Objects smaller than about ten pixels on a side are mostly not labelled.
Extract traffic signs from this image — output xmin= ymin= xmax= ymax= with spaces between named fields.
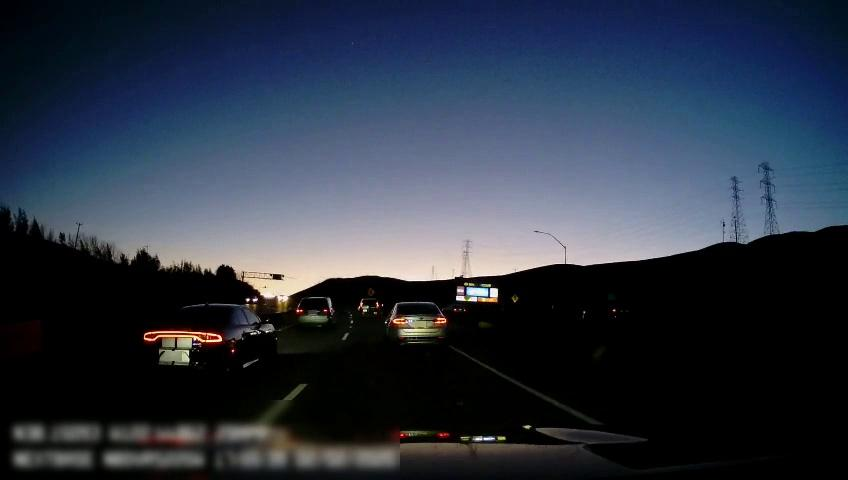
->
xmin=510 ymin=293 xmax=520 ymax=304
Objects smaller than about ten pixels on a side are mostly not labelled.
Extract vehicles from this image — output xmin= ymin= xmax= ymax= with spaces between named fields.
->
xmin=440 ymin=303 xmax=467 ymax=316
xmin=135 ymin=302 xmax=279 ymax=389
xmin=245 ymin=295 xmax=259 ymax=305
xmin=581 ymin=302 xmax=630 ymax=322
xmin=294 ymin=296 xmax=335 ymax=329
xmin=357 ymin=296 xmax=381 ymax=316
xmin=382 ymin=301 xmax=451 ymax=353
